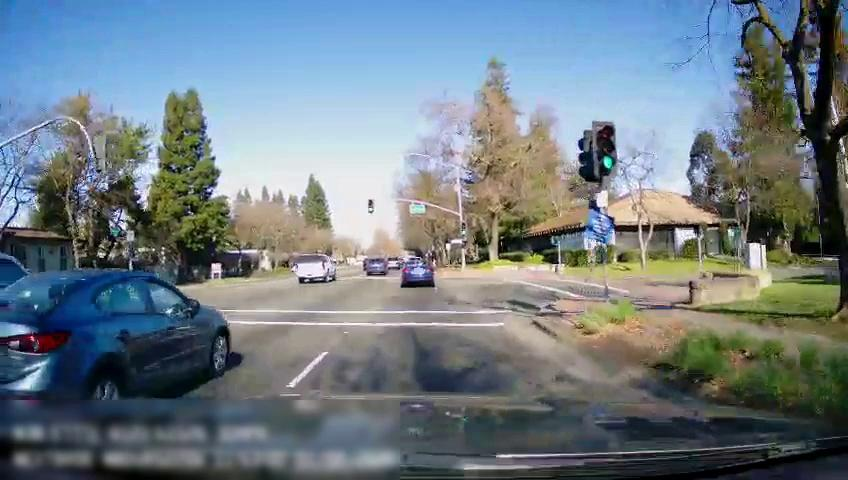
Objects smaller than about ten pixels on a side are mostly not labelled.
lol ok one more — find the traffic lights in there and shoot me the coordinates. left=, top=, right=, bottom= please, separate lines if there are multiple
left=367, top=197, right=377, bottom=216
left=461, top=224, right=467, bottom=236
left=577, top=128, right=601, bottom=185
left=592, top=119, right=619, bottom=177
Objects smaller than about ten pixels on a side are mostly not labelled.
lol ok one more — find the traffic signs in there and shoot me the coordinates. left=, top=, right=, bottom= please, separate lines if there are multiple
left=450, top=240, right=462, bottom=244
left=408, top=204, right=426, bottom=216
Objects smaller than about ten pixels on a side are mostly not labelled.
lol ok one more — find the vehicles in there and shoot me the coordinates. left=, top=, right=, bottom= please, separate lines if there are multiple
left=387, top=257, right=401, bottom=270
left=401, top=259, right=437, bottom=288
left=0, top=268, right=233, bottom=417
left=294, top=250, right=338, bottom=285
left=365, top=256, right=390, bottom=276
left=0, top=252, right=33, bottom=289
